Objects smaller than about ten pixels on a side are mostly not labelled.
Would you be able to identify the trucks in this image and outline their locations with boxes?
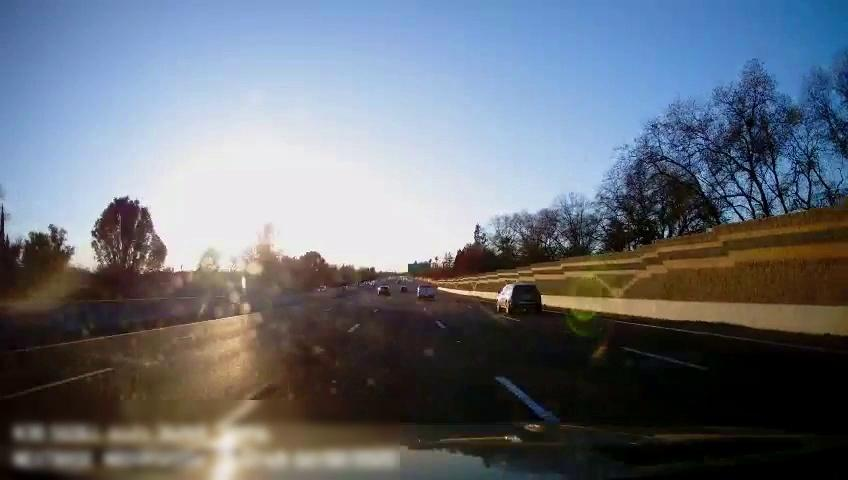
[416,285,436,302]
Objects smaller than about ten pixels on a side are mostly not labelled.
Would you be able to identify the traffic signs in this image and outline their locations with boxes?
[407,263,430,273]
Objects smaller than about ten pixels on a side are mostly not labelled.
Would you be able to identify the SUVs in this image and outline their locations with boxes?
[376,285,390,297]
[496,282,543,316]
